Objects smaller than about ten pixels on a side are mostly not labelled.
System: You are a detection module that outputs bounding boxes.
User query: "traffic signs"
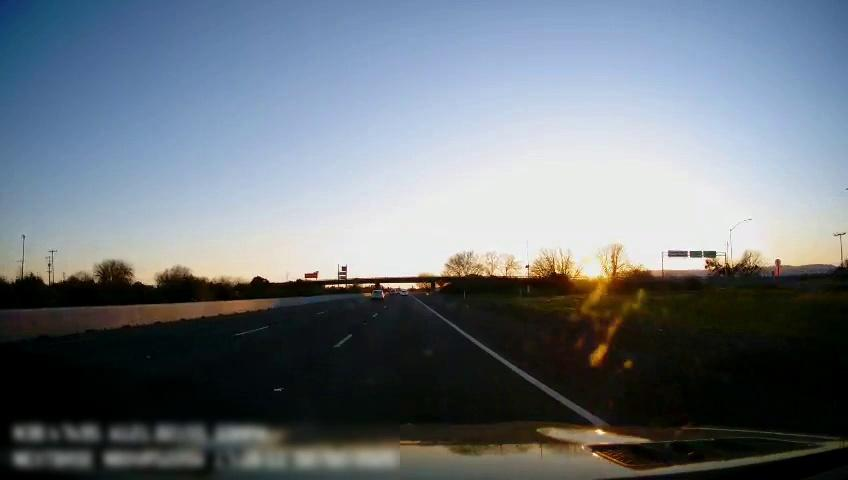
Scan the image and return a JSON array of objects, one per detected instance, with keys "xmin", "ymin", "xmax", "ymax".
[
  {"xmin": 704, "ymin": 251, "xmax": 717, "ymax": 258},
  {"xmin": 689, "ymin": 250, "xmax": 702, "ymax": 257}
]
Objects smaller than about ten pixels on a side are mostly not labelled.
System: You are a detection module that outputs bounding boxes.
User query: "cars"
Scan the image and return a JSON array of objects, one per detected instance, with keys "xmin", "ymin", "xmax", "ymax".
[{"xmin": 370, "ymin": 288, "xmax": 384, "ymax": 301}]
